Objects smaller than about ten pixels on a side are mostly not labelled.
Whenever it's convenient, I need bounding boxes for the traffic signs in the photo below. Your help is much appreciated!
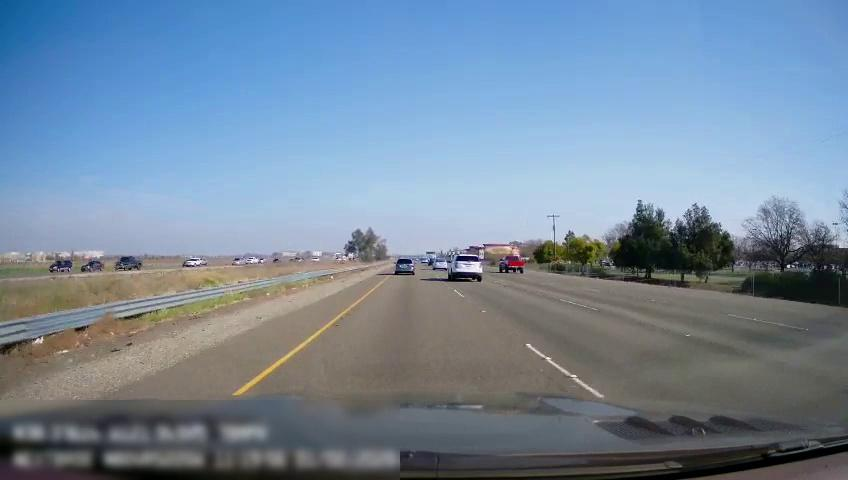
[478,249,485,260]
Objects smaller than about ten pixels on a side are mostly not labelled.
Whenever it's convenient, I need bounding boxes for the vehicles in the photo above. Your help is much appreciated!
[80,259,105,273]
[432,258,448,271]
[447,254,483,282]
[246,256,259,265]
[184,257,202,268]
[231,257,247,266]
[198,257,209,267]
[498,255,526,274]
[48,259,73,273]
[112,256,144,272]
[394,258,417,275]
